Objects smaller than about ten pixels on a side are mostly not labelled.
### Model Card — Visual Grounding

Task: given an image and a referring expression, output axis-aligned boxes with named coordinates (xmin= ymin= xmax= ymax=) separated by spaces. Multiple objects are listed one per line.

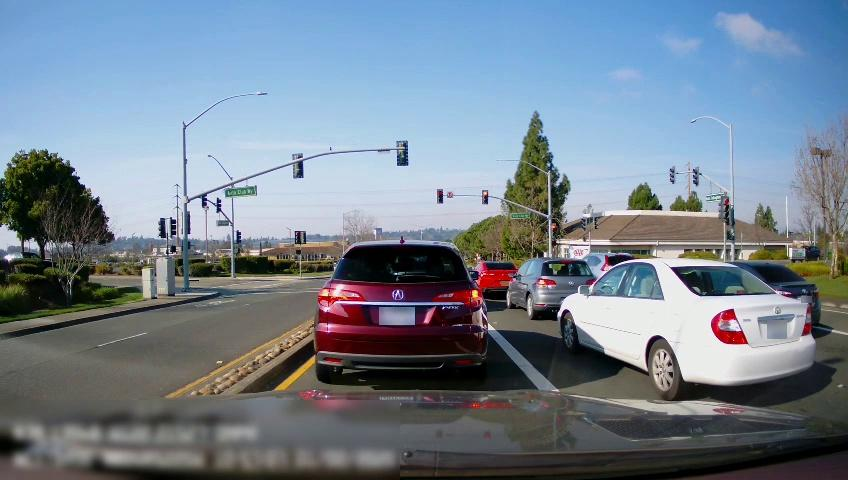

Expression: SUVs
xmin=583 ymin=251 xmax=633 ymax=279
xmin=311 ymin=241 xmax=489 ymax=383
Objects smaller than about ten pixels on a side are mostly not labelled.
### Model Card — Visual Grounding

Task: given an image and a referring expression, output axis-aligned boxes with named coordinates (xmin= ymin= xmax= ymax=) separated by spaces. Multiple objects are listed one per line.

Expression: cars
xmin=507 ymin=256 xmax=599 ymax=321
xmin=475 ymin=260 xmax=517 ymax=295
xmin=730 ymin=259 xmax=822 ymax=325
xmin=555 ymin=257 xmax=819 ymax=401
xmin=790 ymin=246 xmax=819 ymax=265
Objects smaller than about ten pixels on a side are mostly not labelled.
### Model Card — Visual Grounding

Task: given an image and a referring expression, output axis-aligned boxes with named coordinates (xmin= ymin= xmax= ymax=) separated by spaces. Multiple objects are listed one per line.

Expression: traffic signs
xmin=215 ymin=219 xmax=230 ymax=227
xmin=224 ymin=184 xmax=258 ymax=198
xmin=511 ymin=212 xmax=530 ymax=220
xmin=706 ymin=193 xmax=723 ymax=202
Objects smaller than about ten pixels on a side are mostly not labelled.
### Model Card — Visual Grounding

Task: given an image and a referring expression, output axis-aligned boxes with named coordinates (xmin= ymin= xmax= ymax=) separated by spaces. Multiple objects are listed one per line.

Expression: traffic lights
xmin=301 ymin=231 xmax=306 ymax=244
xmin=159 ymin=218 xmax=167 ymax=237
xmin=482 ymin=187 xmax=491 ymax=206
xmin=200 ymin=194 xmax=208 ymax=208
xmin=235 ymin=230 xmax=242 ymax=243
xmin=216 ymin=197 xmax=223 ymax=214
xmin=292 ymin=152 xmax=305 ymax=179
xmin=668 ymin=168 xmax=676 ymax=183
xmin=293 ymin=231 xmax=300 ymax=244
xmin=434 ymin=188 xmax=444 ymax=205
xmin=593 ymin=216 xmax=601 ymax=230
xmin=395 ymin=137 xmax=410 ymax=168
xmin=584 ymin=216 xmax=591 ymax=230
xmin=168 ymin=217 xmax=179 ymax=238
xmin=693 ymin=168 xmax=700 ymax=186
